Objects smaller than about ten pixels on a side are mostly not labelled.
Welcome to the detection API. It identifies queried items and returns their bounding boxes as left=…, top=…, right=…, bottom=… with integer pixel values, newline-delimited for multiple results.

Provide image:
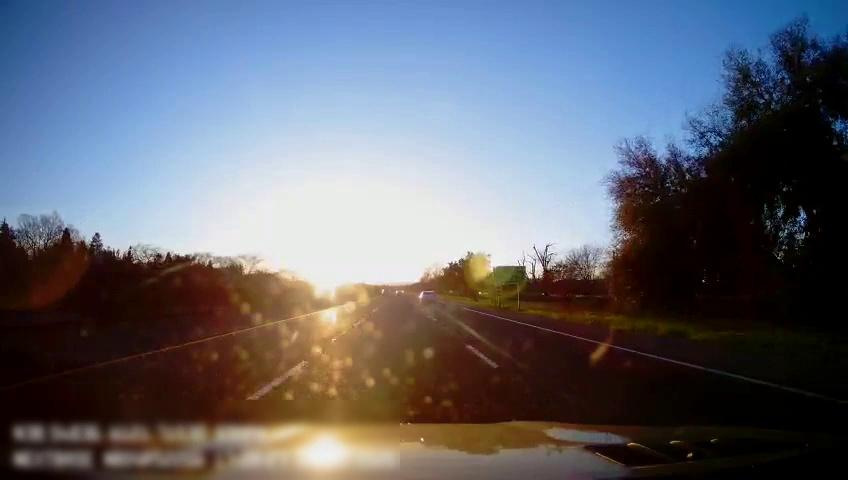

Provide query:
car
left=418, top=290, right=435, bottom=303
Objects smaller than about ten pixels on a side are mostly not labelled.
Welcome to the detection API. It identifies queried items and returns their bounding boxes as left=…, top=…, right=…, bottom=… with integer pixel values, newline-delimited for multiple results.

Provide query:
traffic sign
left=493, top=265, right=527, bottom=286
